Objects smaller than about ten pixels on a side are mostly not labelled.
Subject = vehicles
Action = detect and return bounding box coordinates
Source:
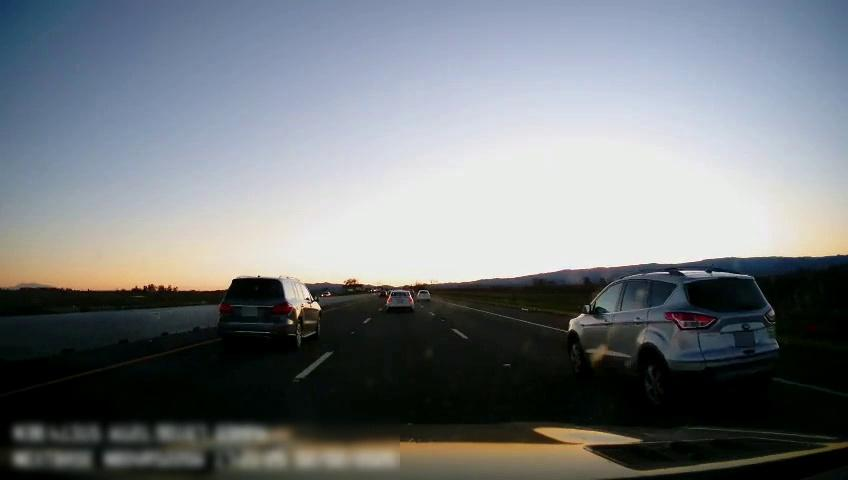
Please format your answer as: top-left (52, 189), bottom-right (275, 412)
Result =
top-left (386, 289), bottom-right (415, 311)
top-left (416, 290), bottom-right (431, 302)
top-left (320, 291), bottom-right (331, 297)
top-left (565, 265), bottom-right (781, 409)
top-left (218, 276), bottom-right (323, 354)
